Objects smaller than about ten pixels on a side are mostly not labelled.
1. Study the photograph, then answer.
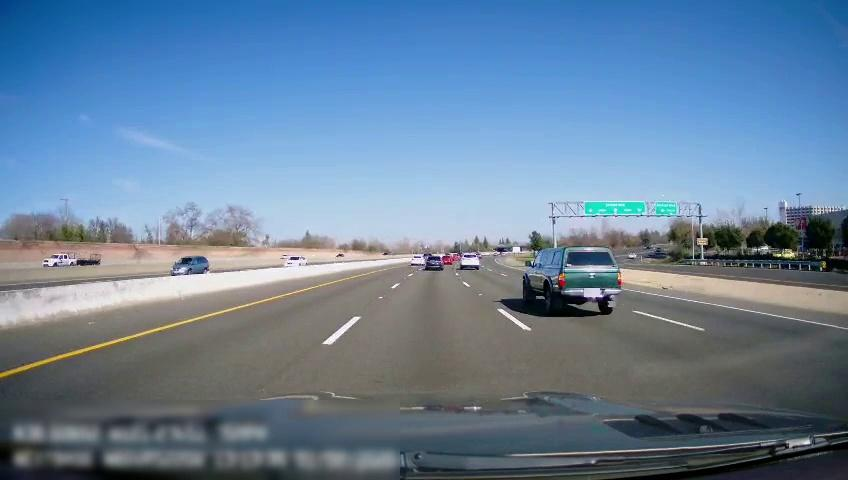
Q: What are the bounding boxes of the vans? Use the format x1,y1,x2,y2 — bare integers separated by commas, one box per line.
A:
169,254,209,275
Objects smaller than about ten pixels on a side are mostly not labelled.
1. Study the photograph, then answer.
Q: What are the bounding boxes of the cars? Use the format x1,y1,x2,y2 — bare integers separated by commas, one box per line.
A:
410,254,426,266
283,255,309,268
425,255,444,271
440,255,453,266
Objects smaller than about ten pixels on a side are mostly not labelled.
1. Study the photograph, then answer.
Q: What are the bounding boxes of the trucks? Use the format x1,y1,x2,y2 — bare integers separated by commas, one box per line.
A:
521,246,624,316
41,253,77,269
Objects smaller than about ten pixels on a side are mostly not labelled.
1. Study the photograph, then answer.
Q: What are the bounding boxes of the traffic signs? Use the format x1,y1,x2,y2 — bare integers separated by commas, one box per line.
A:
696,237,709,246
654,200,679,216
583,200,647,216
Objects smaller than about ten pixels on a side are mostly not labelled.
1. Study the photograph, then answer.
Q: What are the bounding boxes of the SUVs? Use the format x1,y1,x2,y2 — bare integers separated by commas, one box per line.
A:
459,252,480,271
